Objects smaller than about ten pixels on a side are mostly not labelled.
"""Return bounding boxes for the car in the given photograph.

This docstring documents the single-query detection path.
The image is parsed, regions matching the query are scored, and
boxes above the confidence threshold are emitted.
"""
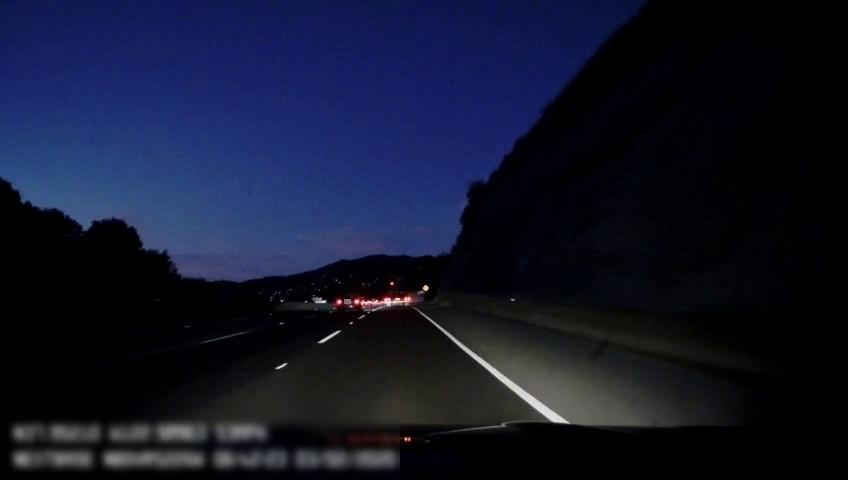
[336,294,366,316]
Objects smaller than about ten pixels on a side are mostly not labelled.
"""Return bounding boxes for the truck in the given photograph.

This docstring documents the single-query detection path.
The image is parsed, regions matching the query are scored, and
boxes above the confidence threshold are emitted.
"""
[384,277,411,310]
